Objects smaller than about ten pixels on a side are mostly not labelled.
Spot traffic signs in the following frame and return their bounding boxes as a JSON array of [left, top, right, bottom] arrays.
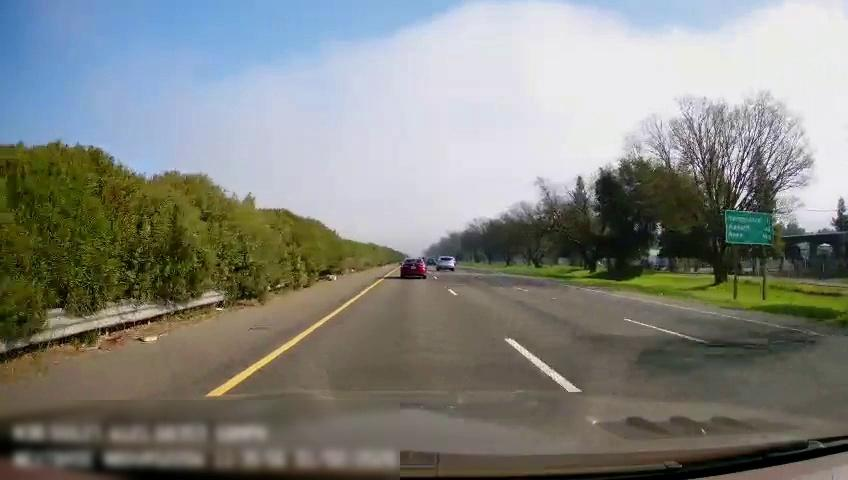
[[724, 209, 776, 247]]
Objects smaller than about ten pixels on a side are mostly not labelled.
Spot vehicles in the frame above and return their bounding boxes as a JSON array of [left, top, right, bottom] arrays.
[[401, 259, 426, 280], [426, 258, 436, 266], [436, 256, 455, 272]]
